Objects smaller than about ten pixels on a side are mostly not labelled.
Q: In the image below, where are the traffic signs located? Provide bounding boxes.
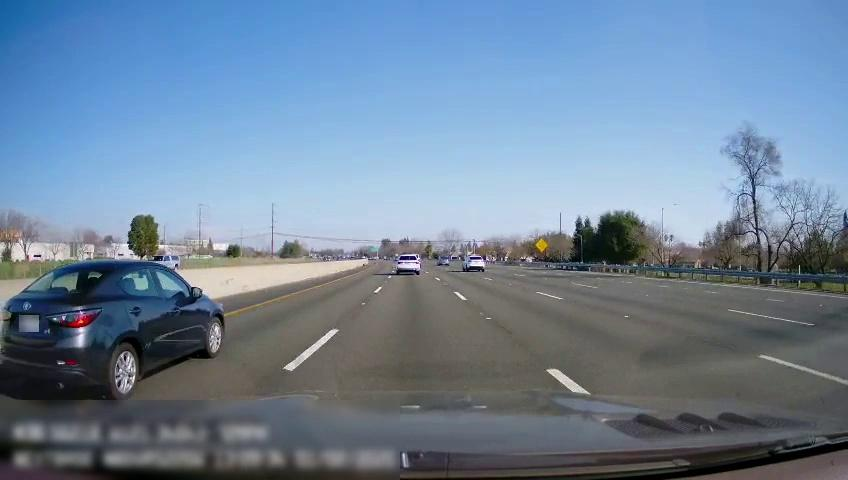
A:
[535,238,549,254]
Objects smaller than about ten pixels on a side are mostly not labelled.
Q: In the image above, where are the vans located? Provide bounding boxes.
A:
[437,256,450,267]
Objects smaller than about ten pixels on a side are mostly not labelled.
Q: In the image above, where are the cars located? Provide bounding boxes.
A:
[0,259,227,406]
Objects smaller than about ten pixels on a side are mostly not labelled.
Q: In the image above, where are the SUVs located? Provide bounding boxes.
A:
[463,255,486,273]
[395,253,421,276]
[145,255,182,270]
